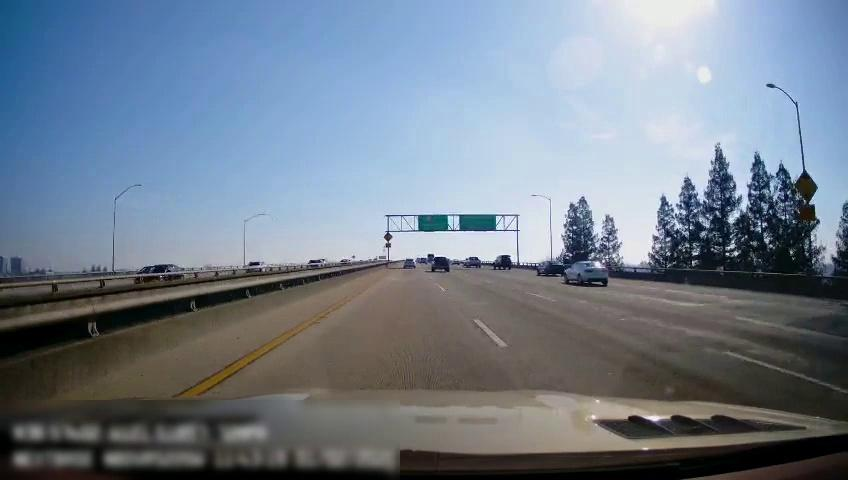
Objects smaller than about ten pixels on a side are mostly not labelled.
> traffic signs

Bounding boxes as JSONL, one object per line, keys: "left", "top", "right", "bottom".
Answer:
{"left": 418, "top": 214, "right": 449, "bottom": 231}
{"left": 795, "top": 170, "right": 818, "bottom": 202}
{"left": 459, "top": 214, "right": 497, "bottom": 231}
{"left": 799, "top": 204, "right": 816, "bottom": 222}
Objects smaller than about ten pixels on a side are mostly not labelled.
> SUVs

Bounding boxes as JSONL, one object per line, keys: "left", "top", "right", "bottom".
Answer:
{"left": 305, "top": 258, "right": 327, "bottom": 269}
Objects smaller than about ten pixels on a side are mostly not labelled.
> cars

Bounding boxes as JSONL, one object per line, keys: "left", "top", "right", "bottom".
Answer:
{"left": 492, "top": 255, "right": 512, "bottom": 270}
{"left": 536, "top": 260, "right": 564, "bottom": 276}
{"left": 145, "top": 263, "right": 184, "bottom": 282}
{"left": 563, "top": 260, "right": 608, "bottom": 287}
{"left": 134, "top": 266, "right": 156, "bottom": 283}
{"left": 244, "top": 261, "right": 271, "bottom": 273}
{"left": 403, "top": 259, "right": 416, "bottom": 269}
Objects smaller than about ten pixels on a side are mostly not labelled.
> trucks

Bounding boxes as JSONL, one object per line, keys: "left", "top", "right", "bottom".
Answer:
{"left": 431, "top": 257, "right": 450, "bottom": 272}
{"left": 464, "top": 256, "right": 482, "bottom": 268}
